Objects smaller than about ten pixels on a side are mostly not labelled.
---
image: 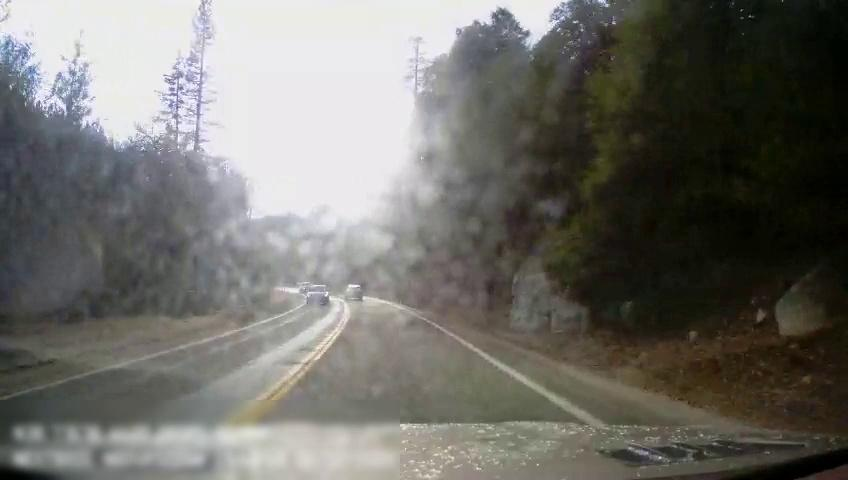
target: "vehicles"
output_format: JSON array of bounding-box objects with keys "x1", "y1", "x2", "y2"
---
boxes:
[
  {"x1": 306, "y1": 284, "x2": 330, "y2": 305},
  {"x1": 298, "y1": 281, "x2": 313, "y2": 295},
  {"x1": 345, "y1": 283, "x2": 363, "y2": 301}
]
